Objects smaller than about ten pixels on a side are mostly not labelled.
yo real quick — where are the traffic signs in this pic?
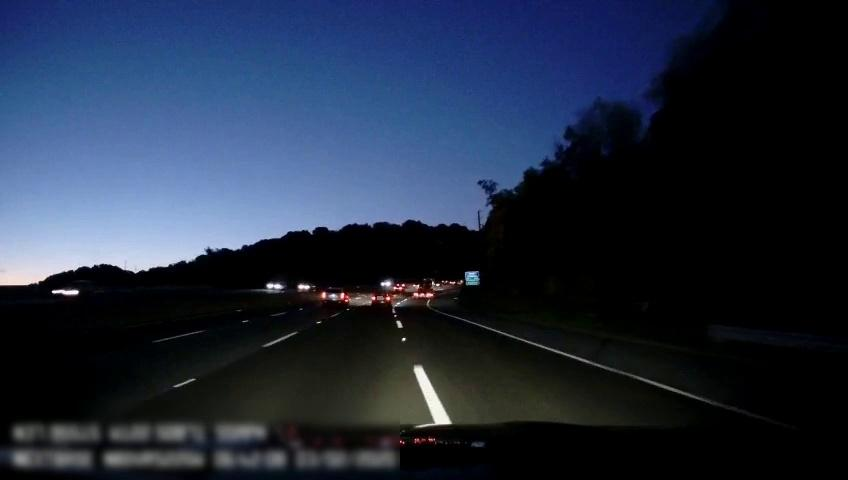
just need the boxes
[464,270,481,285]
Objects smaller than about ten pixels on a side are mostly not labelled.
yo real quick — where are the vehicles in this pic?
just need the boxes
[414,280,434,301]
[298,280,317,291]
[267,279,289,290]
[371,291,391,308]
[321,287,349,308]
